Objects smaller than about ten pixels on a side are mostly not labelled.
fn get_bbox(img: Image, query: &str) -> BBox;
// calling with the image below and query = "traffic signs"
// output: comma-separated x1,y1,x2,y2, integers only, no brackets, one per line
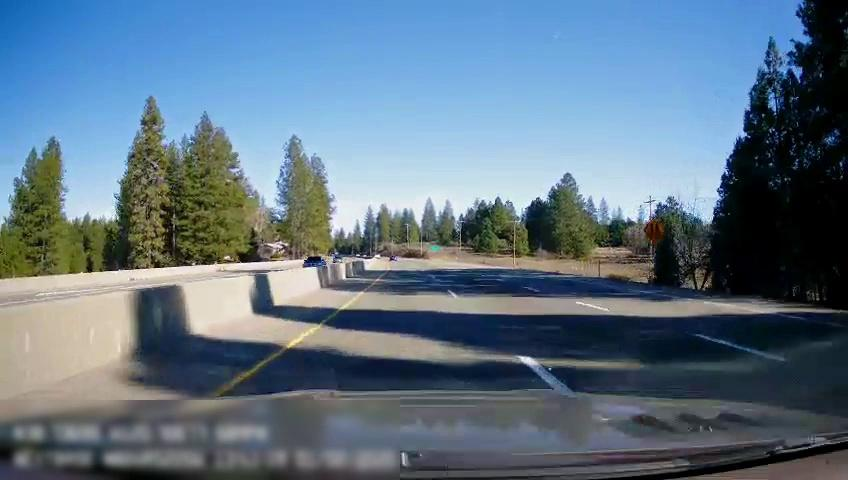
431,244,442,252
643,216,665,242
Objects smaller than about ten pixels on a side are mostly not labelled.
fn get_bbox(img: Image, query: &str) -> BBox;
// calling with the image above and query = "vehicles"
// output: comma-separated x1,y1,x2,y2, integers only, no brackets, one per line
332,254,344,264
303,255,327,269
